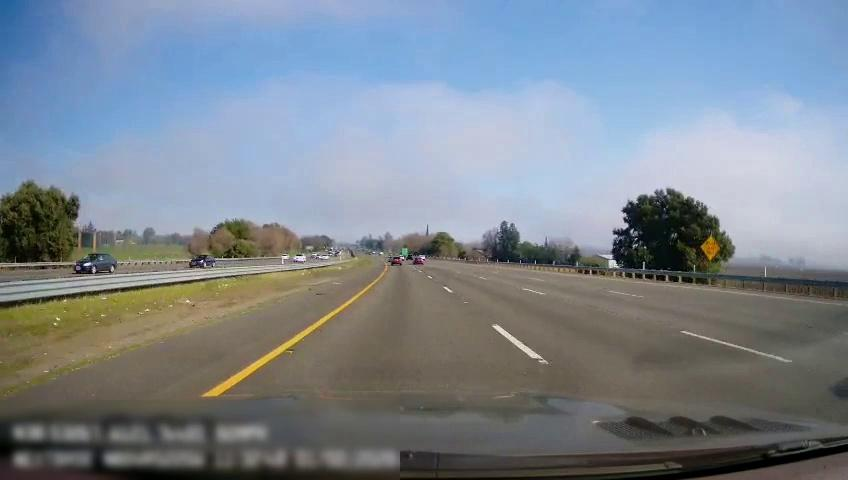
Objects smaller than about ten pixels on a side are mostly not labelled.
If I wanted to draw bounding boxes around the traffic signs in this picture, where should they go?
[700,235,721,261]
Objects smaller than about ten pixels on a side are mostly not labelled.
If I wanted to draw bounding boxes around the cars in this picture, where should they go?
[293,254,307,264]
[74,253,117,274]
[188,254,216,269]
